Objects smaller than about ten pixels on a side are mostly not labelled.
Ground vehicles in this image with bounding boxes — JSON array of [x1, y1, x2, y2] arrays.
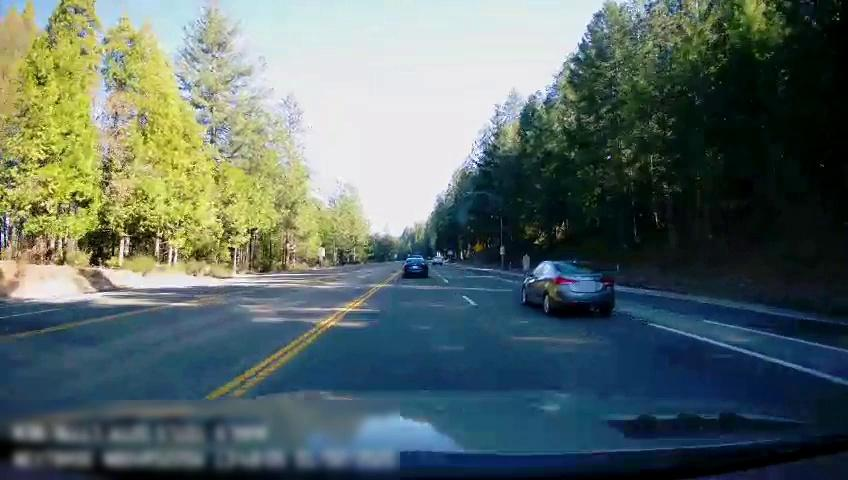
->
[[519, 259, 617, 317], [402, 255, 429, 279], [431, 256, 444, 265]]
